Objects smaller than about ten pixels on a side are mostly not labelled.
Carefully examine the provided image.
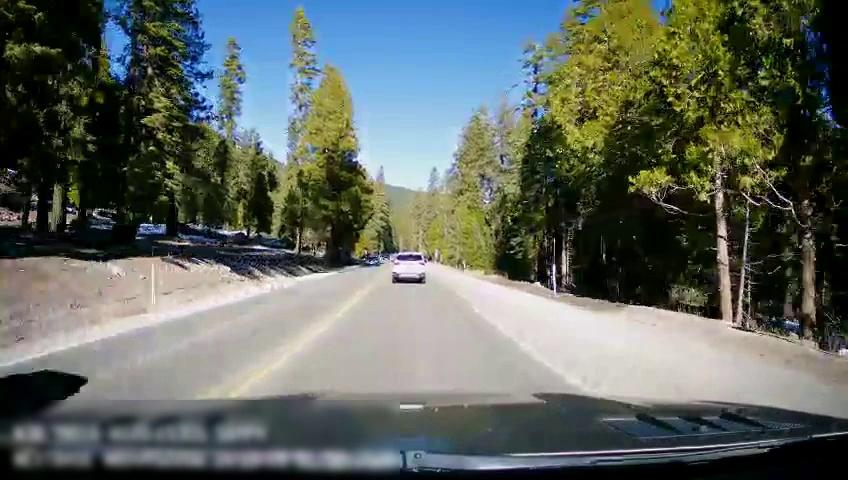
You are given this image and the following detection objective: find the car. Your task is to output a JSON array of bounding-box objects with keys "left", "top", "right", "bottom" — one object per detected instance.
[{"left": 363, "top": 255, "right": 380, "bottom": 266}]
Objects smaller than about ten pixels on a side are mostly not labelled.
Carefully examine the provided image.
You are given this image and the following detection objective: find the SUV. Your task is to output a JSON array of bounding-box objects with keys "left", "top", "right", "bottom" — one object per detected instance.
[{"left": 390, "top": 251, "right": 425, "bottom": 284}]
